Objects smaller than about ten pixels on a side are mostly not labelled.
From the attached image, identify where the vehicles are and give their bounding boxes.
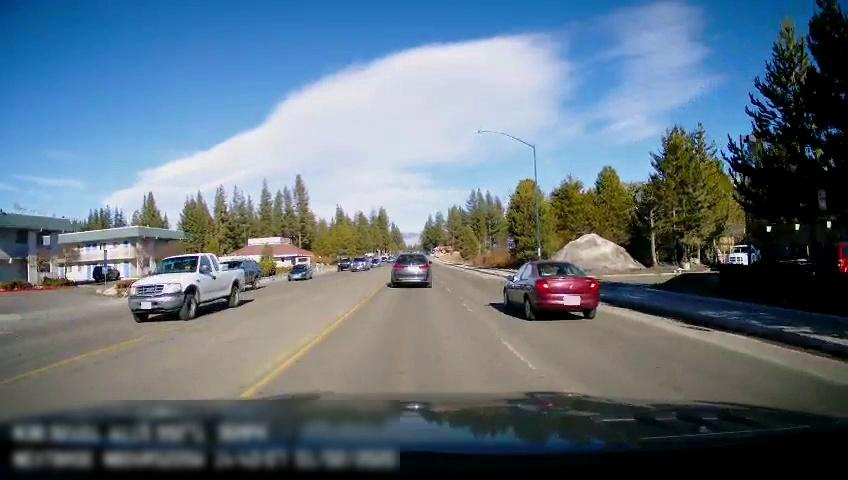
[127,253,248,324]
[351,256,370,272]
[92,264,122,282]
[336,258,352,272]
[392,253,432,288]
[503,260,601,323]
[826,242,848,276]
[218,257,261,291]
[288,264,312,282]
[718,244,760,266]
